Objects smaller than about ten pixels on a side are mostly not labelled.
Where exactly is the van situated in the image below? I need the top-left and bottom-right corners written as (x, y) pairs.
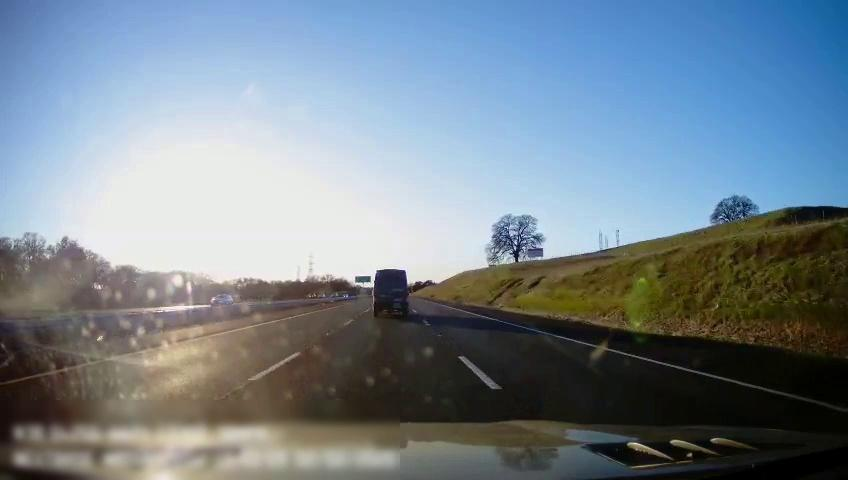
top-left (372, 269), bottom-right (410, 319)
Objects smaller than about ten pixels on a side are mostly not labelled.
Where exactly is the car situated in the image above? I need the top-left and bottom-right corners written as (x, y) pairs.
top-left (209, 294), bottom-right (234, 307)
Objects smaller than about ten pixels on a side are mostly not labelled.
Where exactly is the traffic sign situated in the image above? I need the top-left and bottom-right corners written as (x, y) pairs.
top-left (354, 276), bottom-right (372, 283)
